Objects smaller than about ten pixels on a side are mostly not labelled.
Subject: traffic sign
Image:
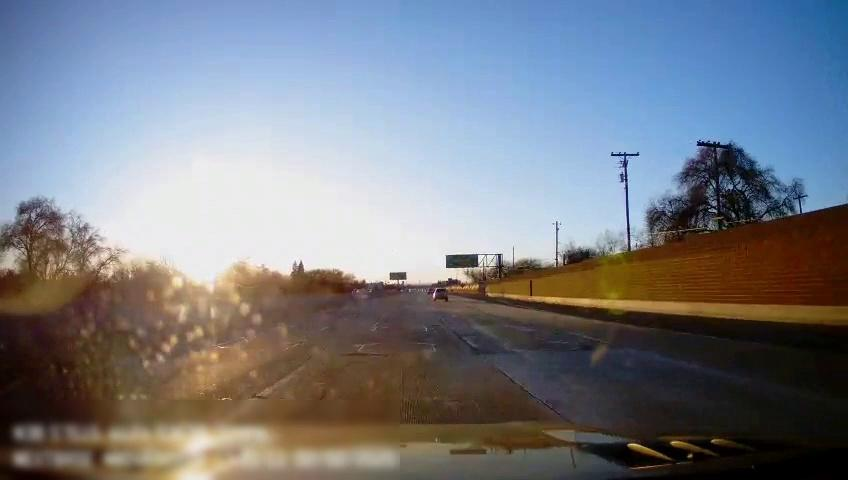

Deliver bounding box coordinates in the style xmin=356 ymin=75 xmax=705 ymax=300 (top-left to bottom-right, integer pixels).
xmin=445 ymin=255 xmax=478 ymax=268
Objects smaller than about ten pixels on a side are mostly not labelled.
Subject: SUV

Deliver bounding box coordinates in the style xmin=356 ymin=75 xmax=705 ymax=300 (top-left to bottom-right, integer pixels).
xmin=433 ymin=288 xmax=448 ymax=302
